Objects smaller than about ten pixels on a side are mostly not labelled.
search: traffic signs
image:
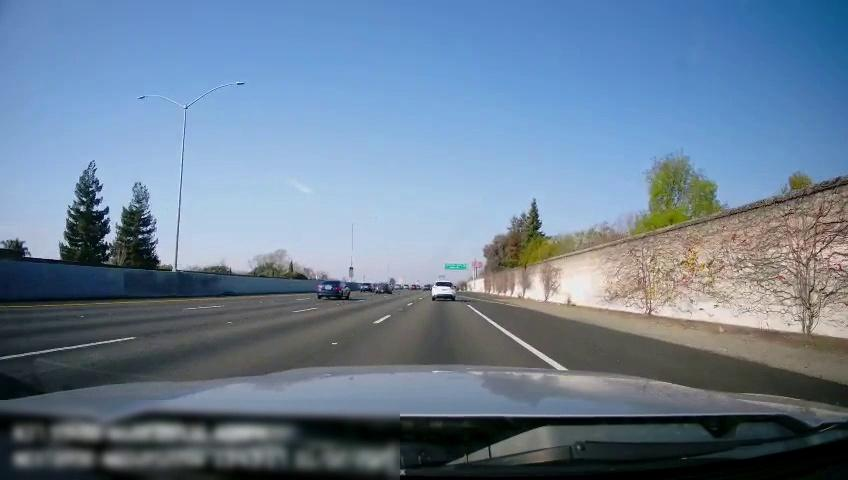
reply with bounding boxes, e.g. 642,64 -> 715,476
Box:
445,263 -> 467,271
349,266 -> 354,277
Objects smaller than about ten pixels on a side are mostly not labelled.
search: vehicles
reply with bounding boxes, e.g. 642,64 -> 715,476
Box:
360,283 -> 375,292
317,280 -> 351,300
431,280 -> 457,301
375,283 -> 392,294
